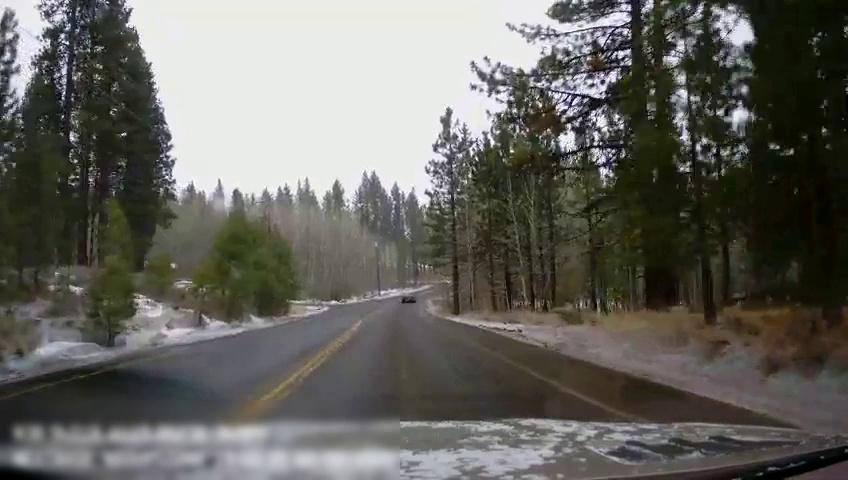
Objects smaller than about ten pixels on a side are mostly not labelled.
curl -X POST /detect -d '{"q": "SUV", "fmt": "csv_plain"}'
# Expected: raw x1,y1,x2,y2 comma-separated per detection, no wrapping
402,292,418,305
